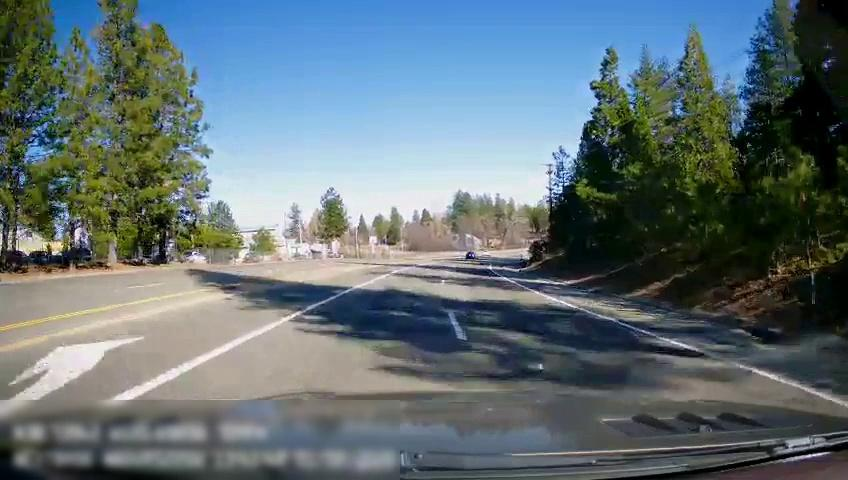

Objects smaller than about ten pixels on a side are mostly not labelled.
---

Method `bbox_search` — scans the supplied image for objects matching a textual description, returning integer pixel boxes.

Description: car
[466,250,477,259]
